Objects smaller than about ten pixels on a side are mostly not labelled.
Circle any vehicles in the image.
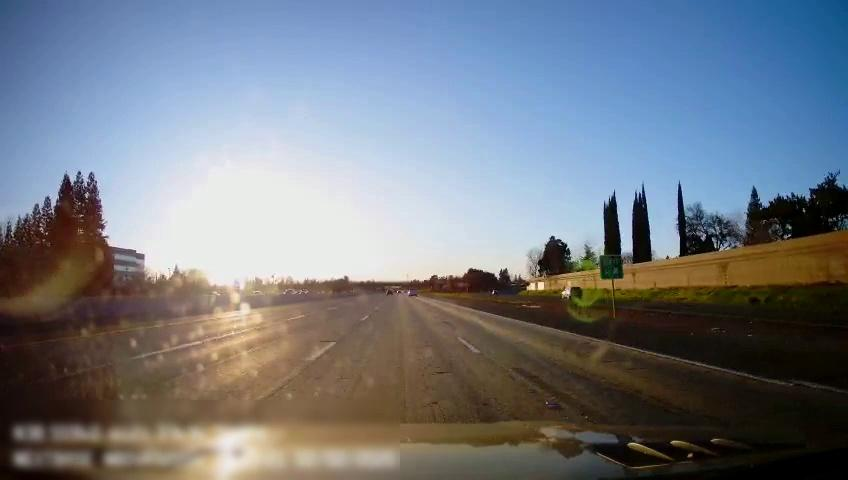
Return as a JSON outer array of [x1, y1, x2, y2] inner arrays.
[[385, 288, 395, 296], [407, 287, 418, 297], [562, 286, 584, 301]]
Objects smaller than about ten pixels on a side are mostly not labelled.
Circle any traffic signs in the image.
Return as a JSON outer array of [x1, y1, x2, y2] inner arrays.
[[599, 254, 625, 280]]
